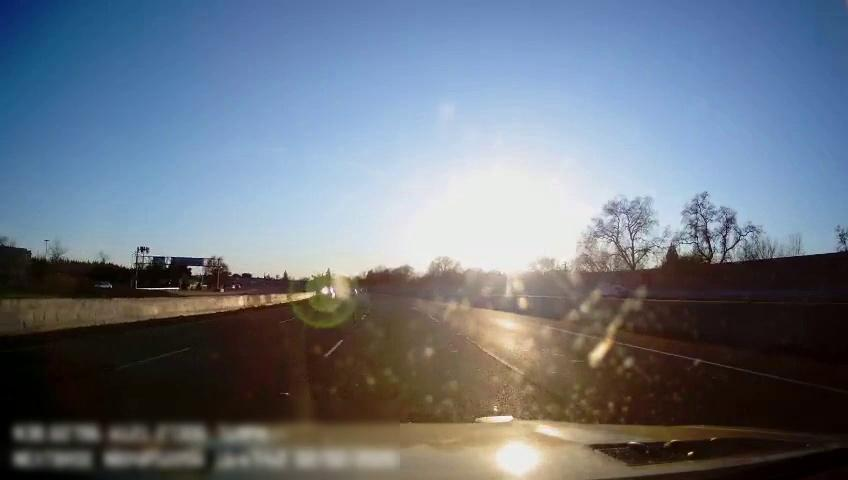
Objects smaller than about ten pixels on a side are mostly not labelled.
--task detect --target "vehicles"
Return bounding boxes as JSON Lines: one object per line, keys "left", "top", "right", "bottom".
{"left": 319, "top": 285, "right": 336, "bottom": 301}
{"left": 603, "top": 284, "right": 626, "bottom": 298}
{"left": 91, "top": 280, "right": 112, "bottom": 289}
